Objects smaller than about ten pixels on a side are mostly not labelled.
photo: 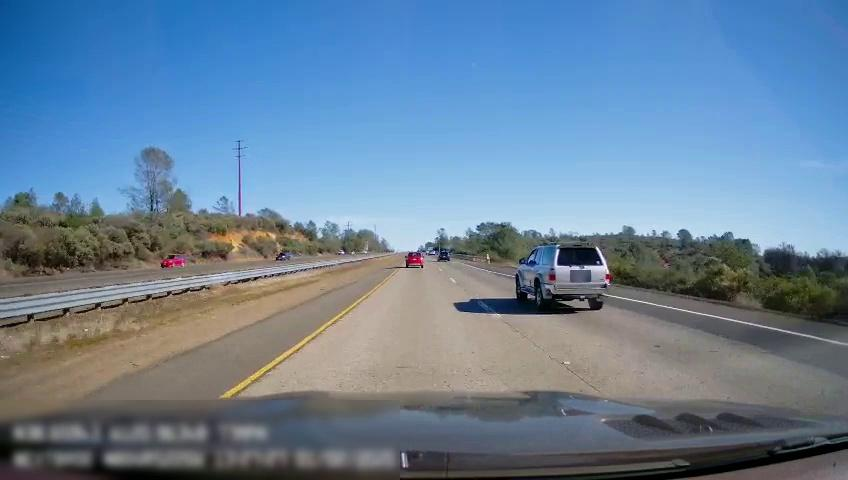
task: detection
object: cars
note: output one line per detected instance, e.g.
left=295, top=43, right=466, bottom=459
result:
left=276, top=252, right=290, bottom=262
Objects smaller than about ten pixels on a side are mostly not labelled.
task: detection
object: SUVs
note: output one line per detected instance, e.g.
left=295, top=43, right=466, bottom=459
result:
left=404, top=250, right=425, bottom=269
left=160, top=253, right=186, bottom=269
left=437, top=250, right=450, bottom=262
left=514, top=244, right=613, bottom=312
